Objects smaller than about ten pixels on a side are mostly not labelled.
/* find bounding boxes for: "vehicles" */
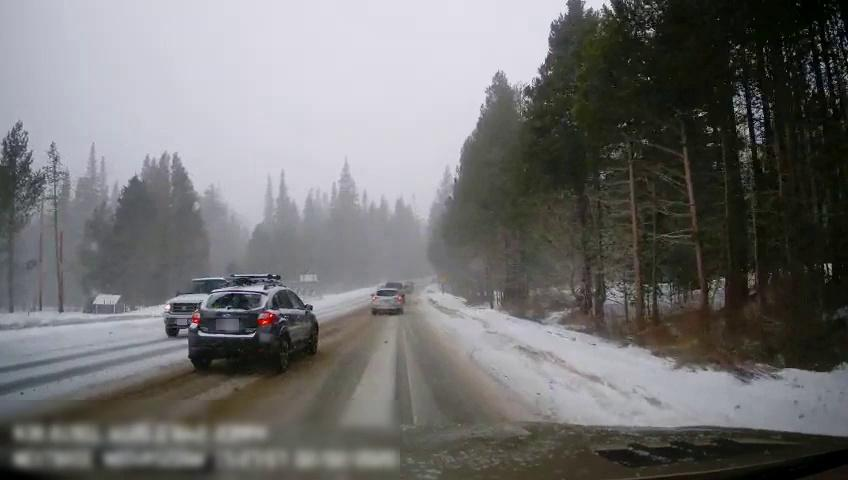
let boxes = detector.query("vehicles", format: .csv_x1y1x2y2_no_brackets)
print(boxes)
384,281,408,305
369,287,404,316
163,276,236,338
187,273,321,374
